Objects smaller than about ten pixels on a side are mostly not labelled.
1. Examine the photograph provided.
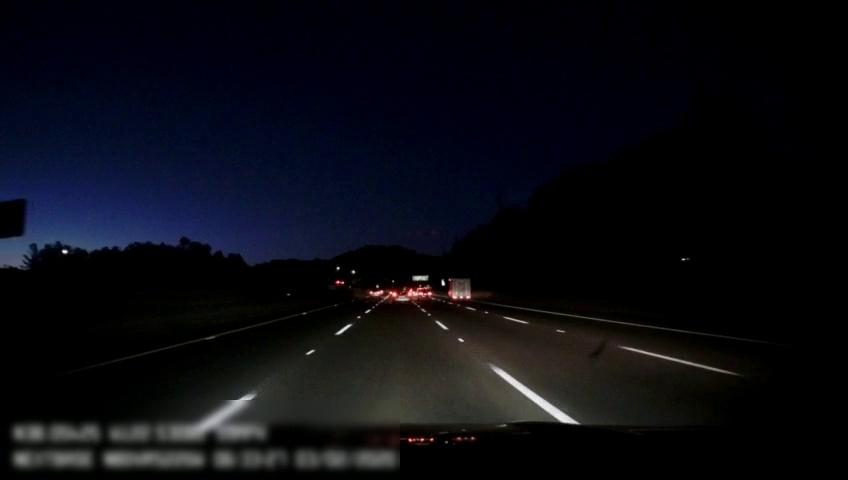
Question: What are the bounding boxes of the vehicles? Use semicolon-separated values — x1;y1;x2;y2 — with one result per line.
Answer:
390;287;412;304
447;278;471;304
417;288;433;300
